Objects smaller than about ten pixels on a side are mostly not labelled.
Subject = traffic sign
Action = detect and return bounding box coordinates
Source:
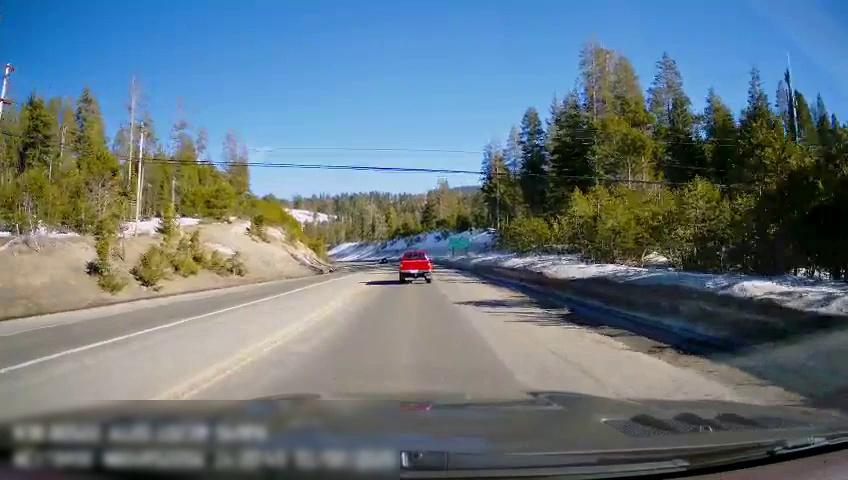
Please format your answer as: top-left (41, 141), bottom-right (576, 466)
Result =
top-left (449, 237), bottom-right (471, 249)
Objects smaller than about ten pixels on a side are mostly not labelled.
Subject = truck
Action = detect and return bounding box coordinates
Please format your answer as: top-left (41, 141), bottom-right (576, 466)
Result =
top-left (398, 249), bottom-right (433, 284)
